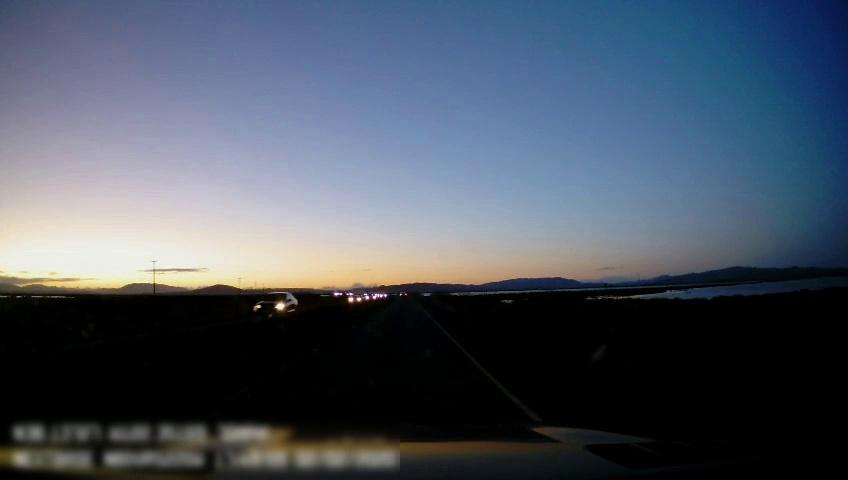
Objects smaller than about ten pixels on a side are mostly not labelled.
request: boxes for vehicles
[347,294,364,304]
[252,291,299,317]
